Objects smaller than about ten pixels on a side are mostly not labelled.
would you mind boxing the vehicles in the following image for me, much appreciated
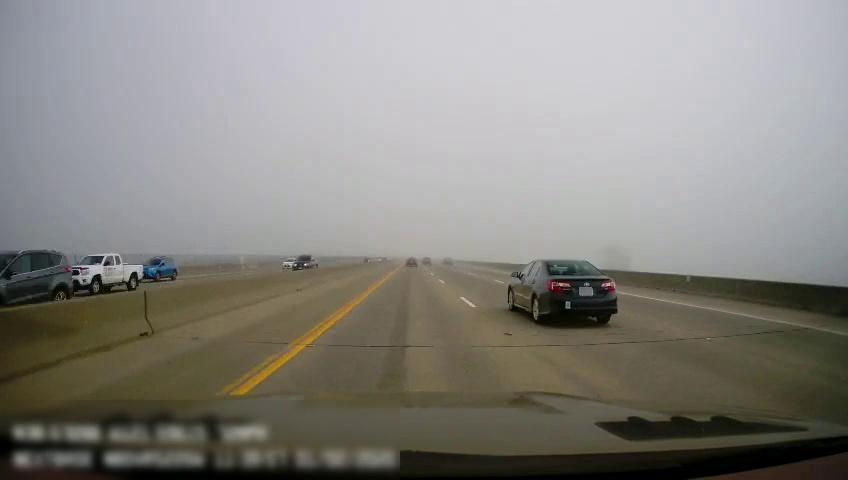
[140,255,179,283]
[290,254,320,272]
[442,257,453,265]
[68,252,146,296]
[282,257,300,269]
[506,258,620,324]
[0,248,75,310]
[421,256,433,266]
[405,256,418,267]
